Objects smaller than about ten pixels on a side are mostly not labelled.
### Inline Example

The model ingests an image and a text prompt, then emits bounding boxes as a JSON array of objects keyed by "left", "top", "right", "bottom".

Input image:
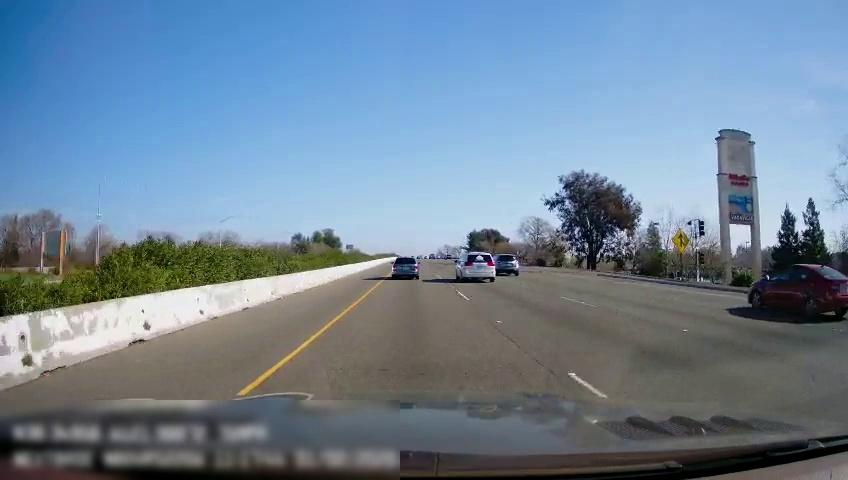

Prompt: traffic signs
[{"left": 671, "top": 227, "right": 691, "bottom": 254}]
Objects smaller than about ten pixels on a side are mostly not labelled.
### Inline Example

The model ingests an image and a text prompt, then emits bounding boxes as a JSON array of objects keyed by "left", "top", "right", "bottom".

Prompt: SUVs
[{"left": 493, "top": 254, "right": 519, "bottom": 276}]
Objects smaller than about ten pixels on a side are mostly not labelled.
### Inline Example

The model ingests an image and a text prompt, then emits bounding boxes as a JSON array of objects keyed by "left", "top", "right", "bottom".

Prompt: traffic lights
[
  {"left": 698, "top": 252, "right": 705, "bottom": 265},
  {"left": 698, "top": 220, "right": 705, "bottom": 237}
]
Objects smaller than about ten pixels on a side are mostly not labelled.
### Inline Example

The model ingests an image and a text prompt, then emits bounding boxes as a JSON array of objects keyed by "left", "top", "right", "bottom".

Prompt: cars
[
  {"left": 391, "top": 258, "right": 420, "bottom": 274},
  {"left": 452, "top": 252, "right": 496, "bottom": 283},
  {"left": 746, "top": 263, "right": 848, "bottom": 317}
]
